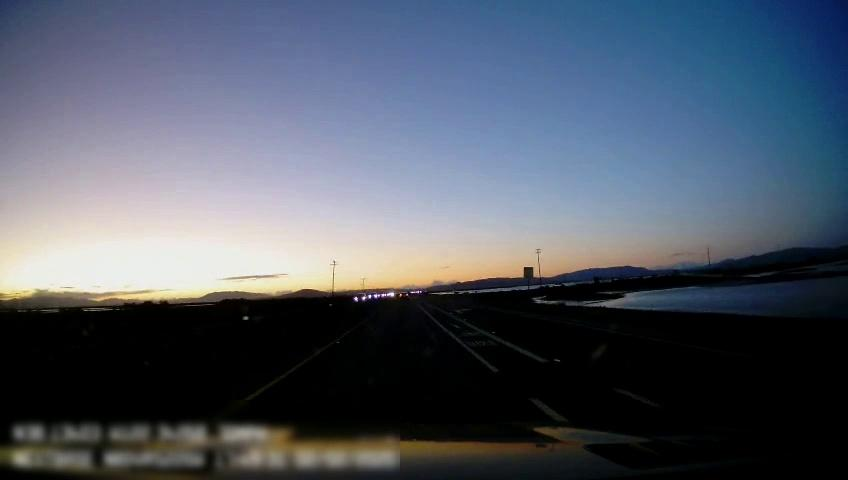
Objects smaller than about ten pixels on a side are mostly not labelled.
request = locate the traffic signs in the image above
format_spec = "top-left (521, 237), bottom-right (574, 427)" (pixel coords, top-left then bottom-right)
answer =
top-left (523, 266), bottom-right (534, 279)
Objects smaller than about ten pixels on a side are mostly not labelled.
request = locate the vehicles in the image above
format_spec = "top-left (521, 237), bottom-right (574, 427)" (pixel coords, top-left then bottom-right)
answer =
top-left (398, 292), bottom-right (409, 300)
top-left (368, 291), bottom-right (380, 301)
top-left (353, 292), bottom-right (369, 303)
